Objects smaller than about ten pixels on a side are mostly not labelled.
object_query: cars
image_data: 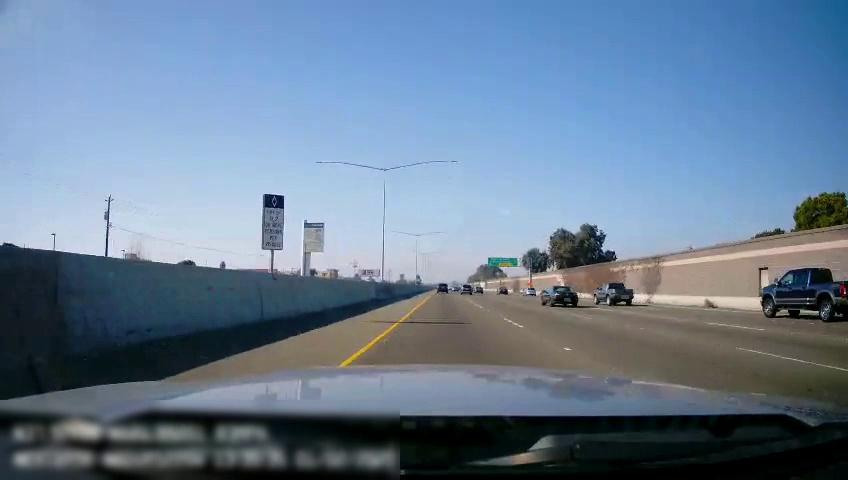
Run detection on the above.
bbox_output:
[522,287,536,296]
[496,287,509,295]
[540,285,578,307]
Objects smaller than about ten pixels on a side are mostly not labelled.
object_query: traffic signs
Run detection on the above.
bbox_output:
[261,193,285,251]
[488,257,518,267]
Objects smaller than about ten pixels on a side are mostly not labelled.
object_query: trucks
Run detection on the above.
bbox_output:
[760,267,848,322]
[593,282,634,306]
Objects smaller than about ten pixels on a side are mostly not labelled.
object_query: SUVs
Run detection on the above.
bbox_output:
[460,284,473,295]
[437,283,449,293]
